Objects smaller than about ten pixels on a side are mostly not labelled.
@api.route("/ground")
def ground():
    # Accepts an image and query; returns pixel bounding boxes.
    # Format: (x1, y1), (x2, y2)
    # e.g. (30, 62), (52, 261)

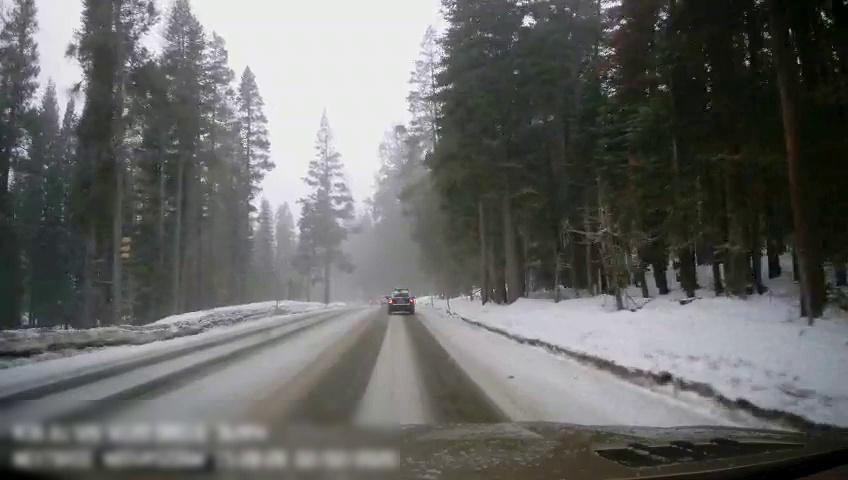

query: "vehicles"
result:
(387, 287), (417, 316)
(379, 294), (392, 306)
